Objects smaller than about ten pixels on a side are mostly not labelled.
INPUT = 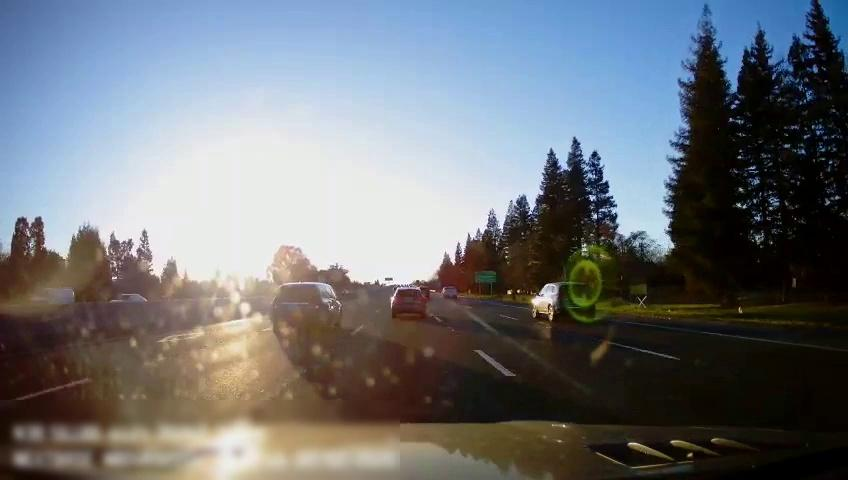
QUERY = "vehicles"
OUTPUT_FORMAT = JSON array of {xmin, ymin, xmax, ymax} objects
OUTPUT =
[
  {"xmin": 390, "ymin": 286, "xmax": 428, "ymax": 318},
  {"xmin": 26, "ymin": 286, "xmax": 76, "ymax": 306},
  {"xmin": 268, "ymin": 281, "xmax": 344, "ymax": 335},
  {"xmin": 418, "ymin": 287, "xmax": 430, "ymax": 300},
  {"xmin": 529, "ymin": 282, "xmax": 598, "ymax": 325},
  {"xmin": 441, "ymin": 285, "xmax": 458, "ymax": 300},
  {"xmin": 104, "ymin": 293, "xmax": 149, "ymax": 306}
]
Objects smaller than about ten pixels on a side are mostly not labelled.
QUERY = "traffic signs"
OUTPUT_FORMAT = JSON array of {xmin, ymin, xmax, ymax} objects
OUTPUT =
[{"xmin": 475, "ymin": 271, "xmax": 497, "ymax": 283}]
